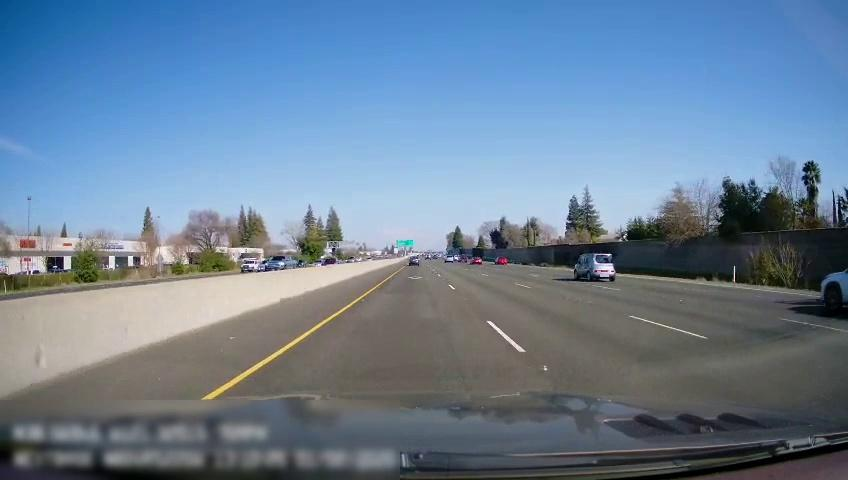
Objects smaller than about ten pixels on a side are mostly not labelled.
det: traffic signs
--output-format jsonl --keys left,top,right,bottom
{"left": 395, "top": 239, "right": 415, "bottom": 250}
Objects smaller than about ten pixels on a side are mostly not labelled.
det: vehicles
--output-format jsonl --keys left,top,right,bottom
{"left": 572, "top": 254, "right": 617, "bottom": 283}
{"left": 265, "top": 255, "right": 298, "bottom": 272}
{"left": 241, "top": 258, "right": 262, "bottom": 274}
{"left": 493, "top": 256, "right": 508, "bottom": 266}
{"left": 821, "top": 268, "right": 848, "bottom": 316}
{"left": 443, "top": 254, "right": 454, "bottom": 263}
{"left": 407, "top": 255, "right": 420, "bottom": 267}
{"left": 256, "top": 258, "right": 269, "bottom": 272}
{"left": 469, "top": 255, "right": 484, "bottom": 265}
